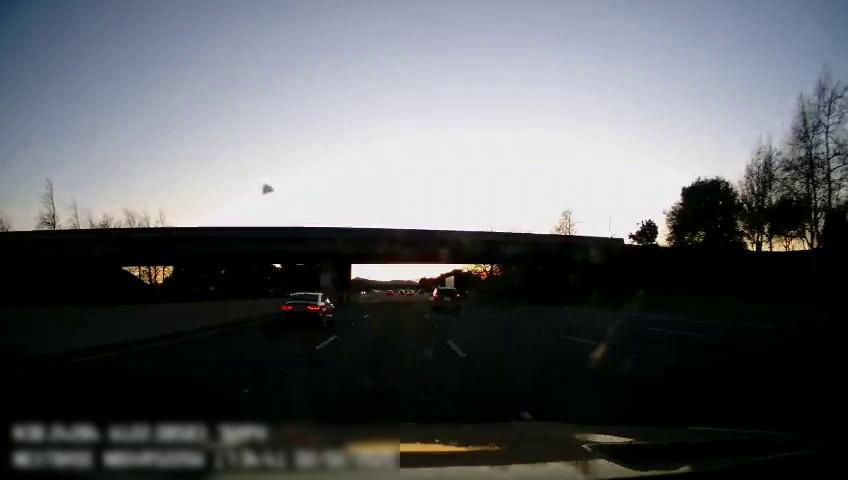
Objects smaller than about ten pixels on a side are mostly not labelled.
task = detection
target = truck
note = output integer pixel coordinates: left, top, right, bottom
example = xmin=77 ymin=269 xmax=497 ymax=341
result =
xmin=445 ymin=276 xmax=469 ymax=298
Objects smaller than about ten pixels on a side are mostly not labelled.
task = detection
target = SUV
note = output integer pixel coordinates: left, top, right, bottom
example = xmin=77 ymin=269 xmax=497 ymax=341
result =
xmin=430 ymin=287 xmax=461 ymax=312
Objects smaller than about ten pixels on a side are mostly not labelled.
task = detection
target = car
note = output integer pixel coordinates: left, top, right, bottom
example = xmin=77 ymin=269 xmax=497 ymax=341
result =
xmin=280 ymin=292 xmax=336 ymax=328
